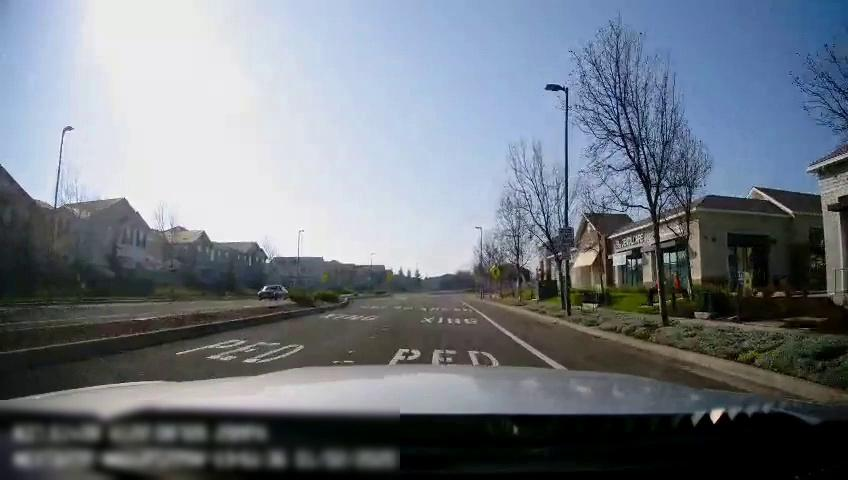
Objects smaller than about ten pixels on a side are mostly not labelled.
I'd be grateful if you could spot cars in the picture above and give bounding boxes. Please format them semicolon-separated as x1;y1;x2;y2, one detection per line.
258;285;289;302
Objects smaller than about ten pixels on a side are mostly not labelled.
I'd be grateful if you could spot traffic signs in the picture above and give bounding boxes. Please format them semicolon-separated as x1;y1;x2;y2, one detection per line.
489;262;500;280
558;226;573;248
